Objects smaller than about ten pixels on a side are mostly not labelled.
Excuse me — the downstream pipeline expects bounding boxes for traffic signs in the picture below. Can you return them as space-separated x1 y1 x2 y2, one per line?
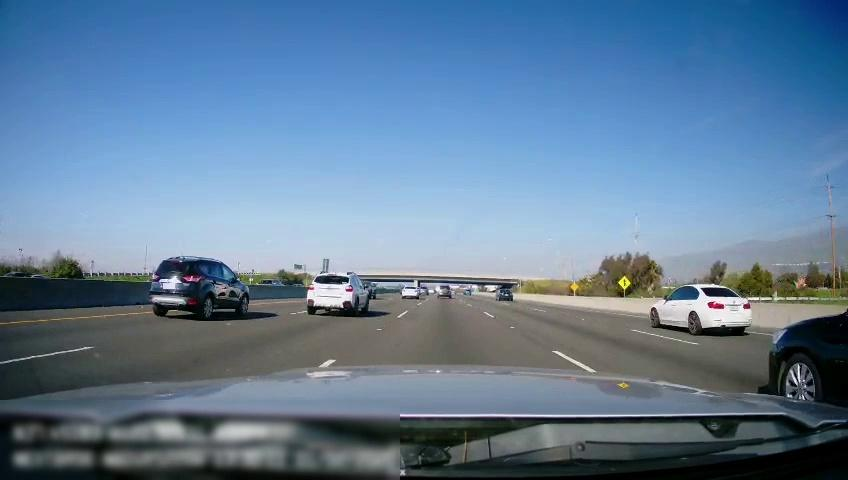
617 275 632 290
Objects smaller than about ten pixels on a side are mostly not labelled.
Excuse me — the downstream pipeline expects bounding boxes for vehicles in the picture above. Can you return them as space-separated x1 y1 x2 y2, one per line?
401 285 420 300
256 278 286 288
28 274 50 280
150 255 251 321
767 309 848 409
648 283 753 336
418 286 429 296
495 288 514 301
361 283 377 299
436 285 452 299
306 271 370 317
0 271 36 280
